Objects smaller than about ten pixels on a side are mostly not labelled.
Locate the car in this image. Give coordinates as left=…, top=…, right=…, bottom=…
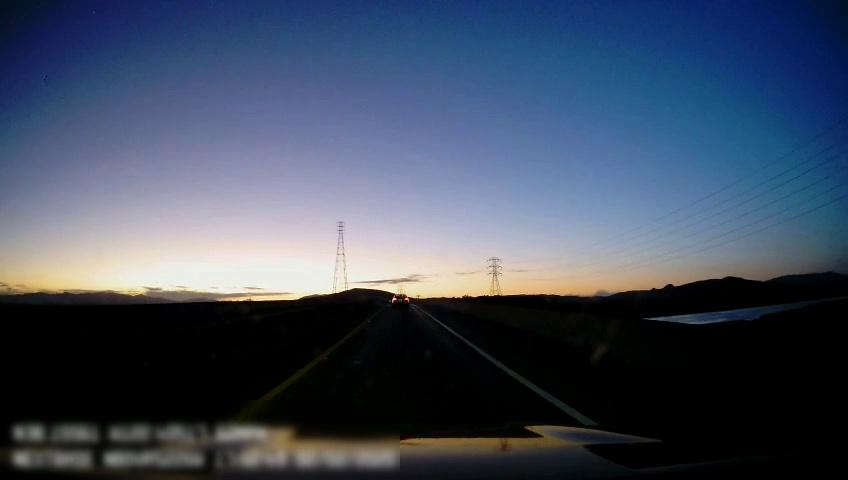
left=391, top=294, right=410, bottom=309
